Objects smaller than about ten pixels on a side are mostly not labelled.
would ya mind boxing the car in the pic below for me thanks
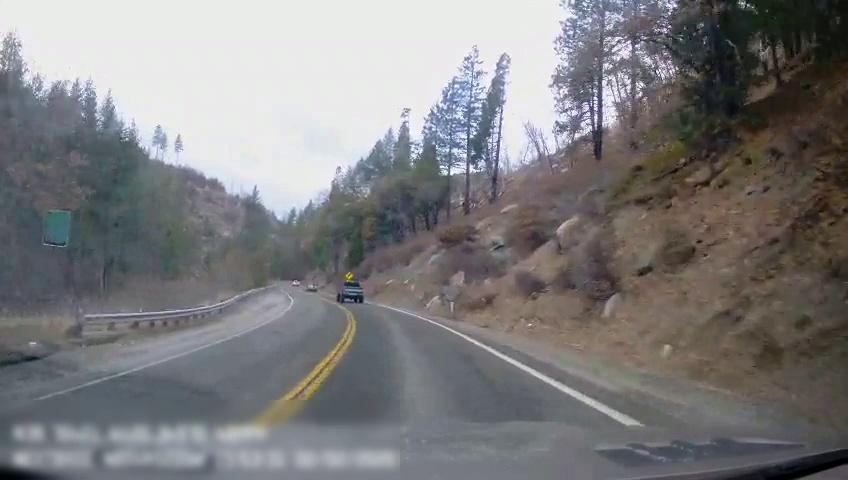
[306,283,319,293]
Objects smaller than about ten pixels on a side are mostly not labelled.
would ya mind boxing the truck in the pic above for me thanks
[334,280,363,304]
